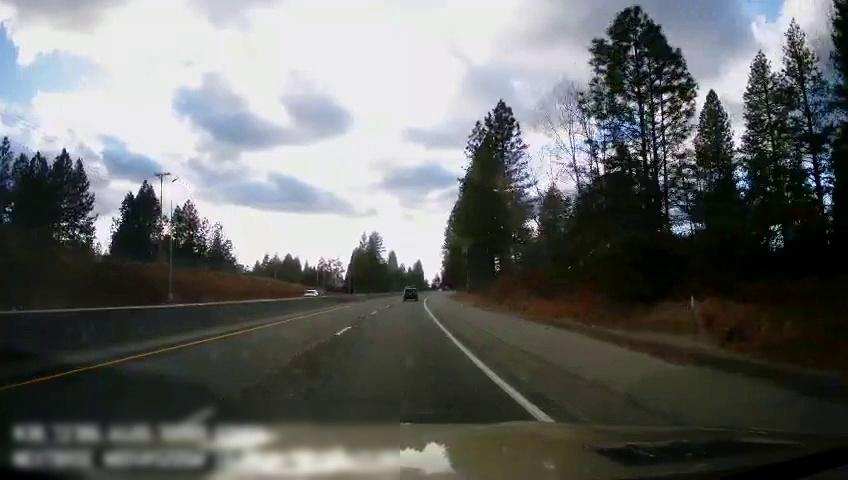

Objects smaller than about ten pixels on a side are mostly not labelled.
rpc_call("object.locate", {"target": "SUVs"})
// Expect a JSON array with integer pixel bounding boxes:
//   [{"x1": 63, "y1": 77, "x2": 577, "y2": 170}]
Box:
[
  {"x1": 402, "y1": 287, "x2": 419, "y2": 302},
  {"x1": 303, "y1": 289, "x2": 321, "y2": 298}
]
